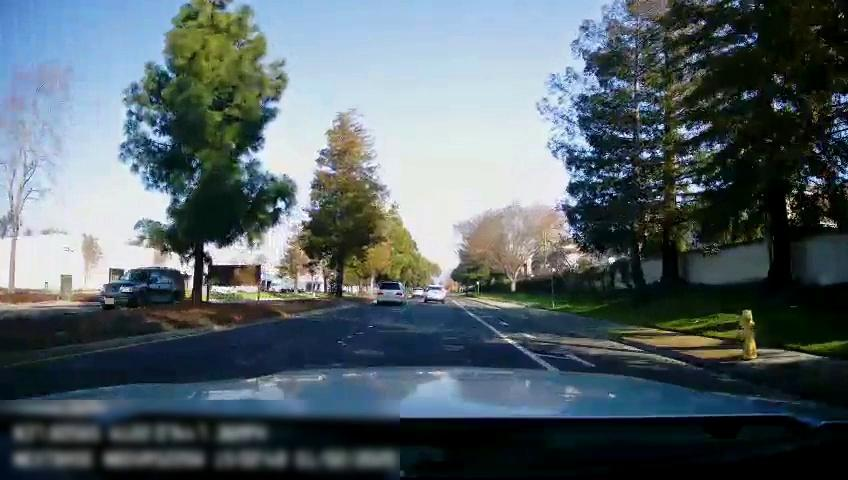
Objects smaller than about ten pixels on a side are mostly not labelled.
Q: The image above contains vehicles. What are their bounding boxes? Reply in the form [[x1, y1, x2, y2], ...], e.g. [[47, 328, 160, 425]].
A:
[[411, 286, 427, 299], [422, 283, 448, 305], [376, 281, 407, 306], [101, 267, 186, 312]]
